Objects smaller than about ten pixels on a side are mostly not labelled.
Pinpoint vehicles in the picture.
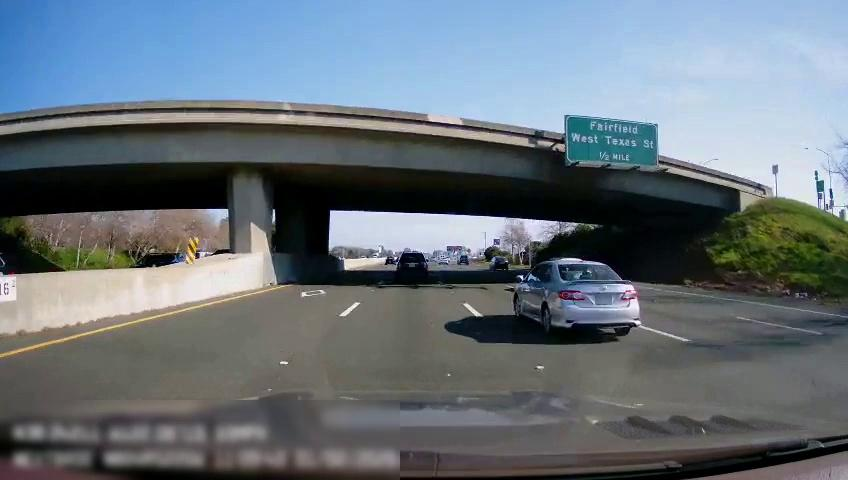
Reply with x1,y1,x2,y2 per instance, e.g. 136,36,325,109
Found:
210,248,230,256
512,260,643,338
438,257,449,265
396,252,430,281
548,256,580,263
384,256,396,266
0,249,16,275
457,254,469,265
489,255,509,274
129,252,181,270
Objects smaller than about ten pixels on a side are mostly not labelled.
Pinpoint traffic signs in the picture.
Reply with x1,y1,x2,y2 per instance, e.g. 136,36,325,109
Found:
815,180,825,192
185,235,200,265
564,113,659,167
